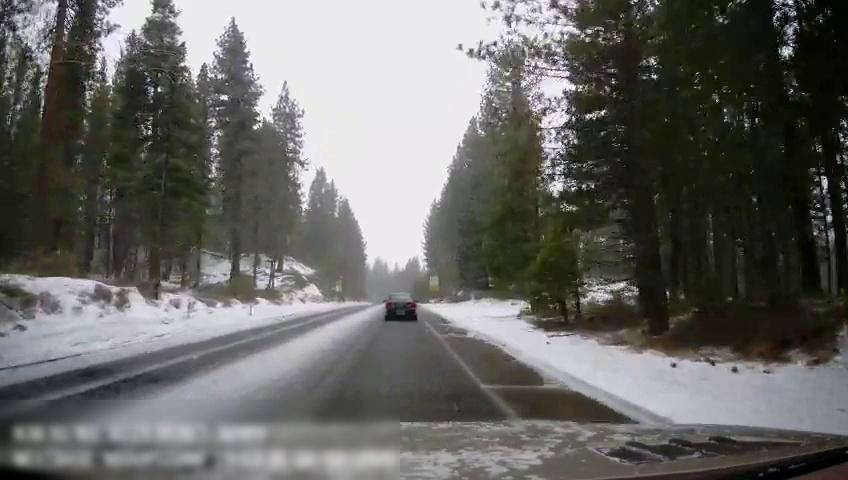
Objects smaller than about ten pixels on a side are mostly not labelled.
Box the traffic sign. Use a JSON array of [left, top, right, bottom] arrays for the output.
[[429, 275, 440, 289]]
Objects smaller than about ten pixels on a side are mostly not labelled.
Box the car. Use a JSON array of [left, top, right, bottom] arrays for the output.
[[384, 293, 418, 322]]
